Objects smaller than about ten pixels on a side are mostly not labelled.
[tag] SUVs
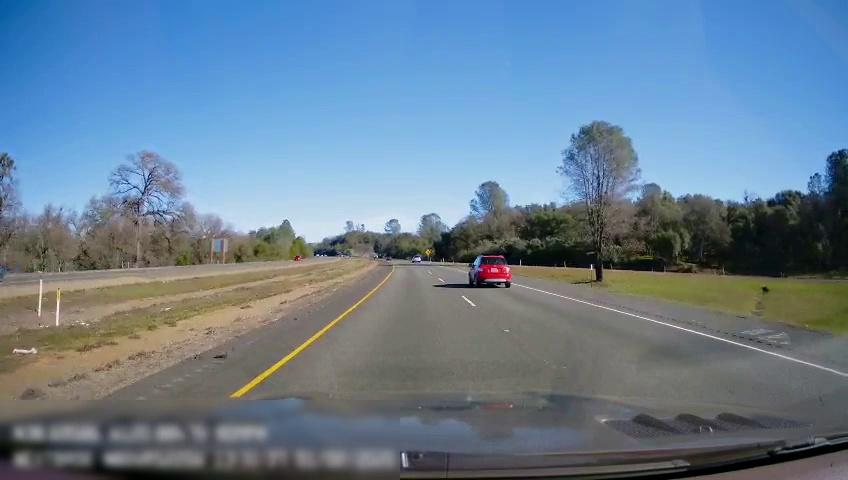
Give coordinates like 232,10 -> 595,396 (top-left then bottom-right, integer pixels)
467,256 -> 512,288
411,255 -> 421,263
